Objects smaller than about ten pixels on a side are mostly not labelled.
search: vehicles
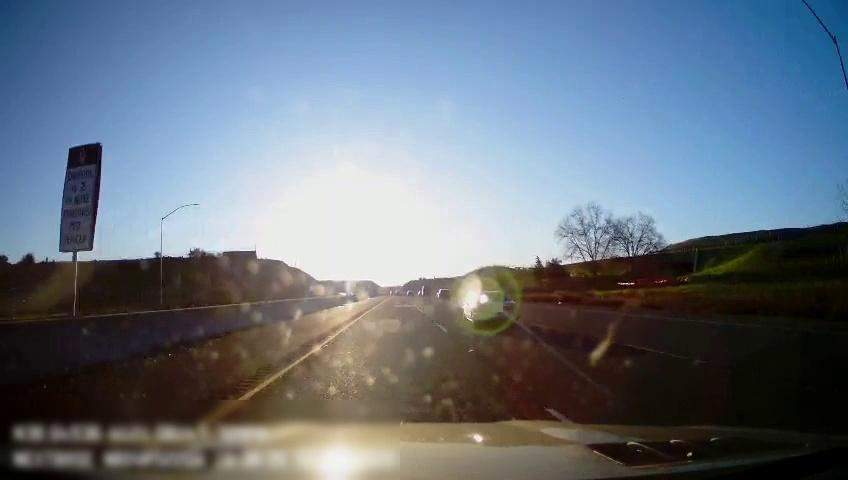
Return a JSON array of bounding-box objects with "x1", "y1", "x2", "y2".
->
[
  {"x1": 436, "y1": 289, "x2": 451, "y2": 300},
  {"x1": 462, "y1": 289, "x2": 515, "y2": 330},
  {"x1": 422, "y1": 285, "x2": 431, "y2": 296}
]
